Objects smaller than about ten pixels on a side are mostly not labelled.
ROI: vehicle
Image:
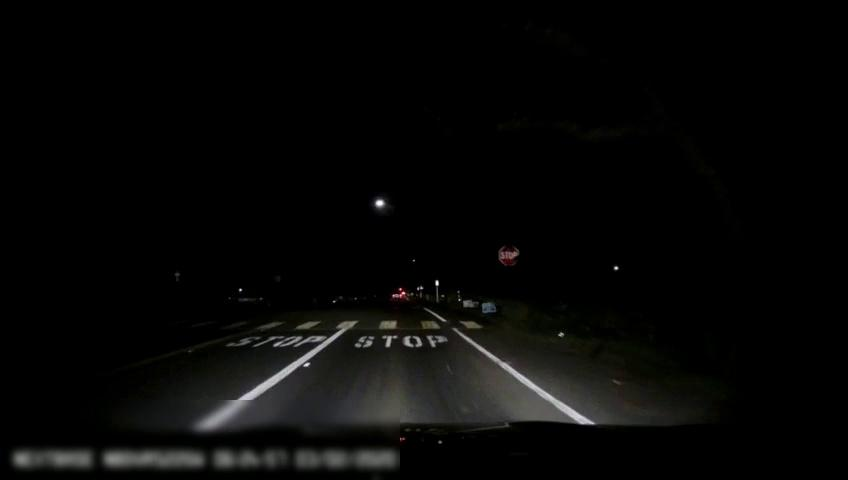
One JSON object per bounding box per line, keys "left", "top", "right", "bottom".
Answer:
{"left": 226, "top": 292, "right": 263, "bottom": 304}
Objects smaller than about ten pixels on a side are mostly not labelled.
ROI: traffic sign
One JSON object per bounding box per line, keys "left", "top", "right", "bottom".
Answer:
{"left": 497, "top": 243, "right": 522, "bottom": 268}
